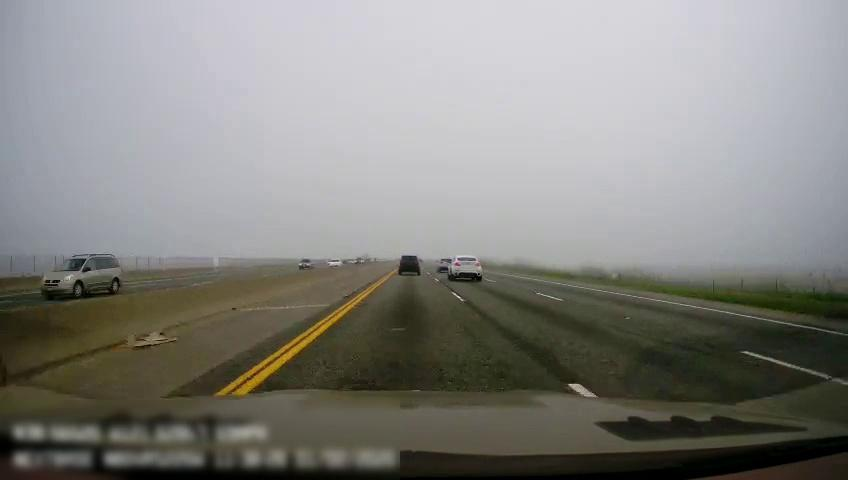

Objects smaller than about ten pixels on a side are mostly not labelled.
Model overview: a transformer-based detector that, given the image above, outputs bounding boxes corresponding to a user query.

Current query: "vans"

[40,253,124,300]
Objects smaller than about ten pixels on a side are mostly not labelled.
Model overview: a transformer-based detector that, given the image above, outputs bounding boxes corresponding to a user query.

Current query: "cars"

[328,258,344,269]
[298,259,315,270]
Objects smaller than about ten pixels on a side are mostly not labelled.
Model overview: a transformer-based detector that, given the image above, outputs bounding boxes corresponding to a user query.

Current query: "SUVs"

[447,255,483,282]
[437,258,453,273]
[398,255,423,276]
